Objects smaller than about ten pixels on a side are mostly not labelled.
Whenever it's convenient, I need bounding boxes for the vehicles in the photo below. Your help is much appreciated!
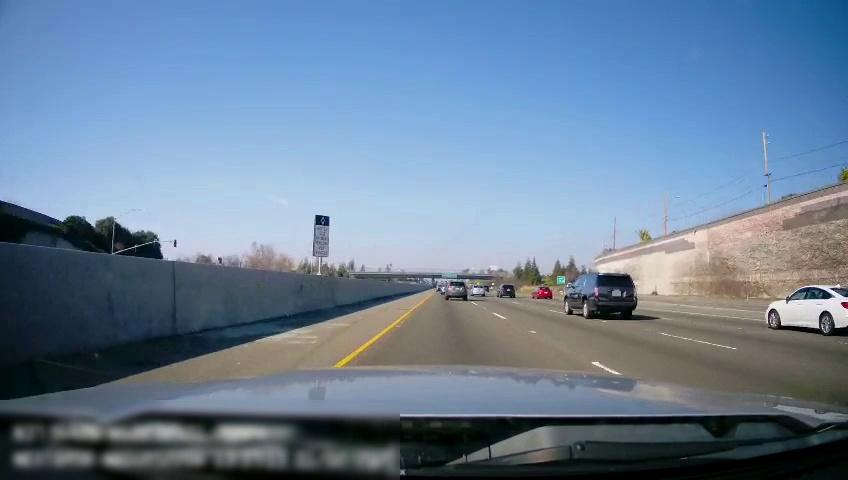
[471,285,486,297]
[764,285,848,336]
[497,284,516,299]
[531,286,553,301]
[561,272,638,320]
[440,284,448,295]
[445,281,468,301]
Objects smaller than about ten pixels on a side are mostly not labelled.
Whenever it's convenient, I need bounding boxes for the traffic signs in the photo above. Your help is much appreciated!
[312,214,331,259]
